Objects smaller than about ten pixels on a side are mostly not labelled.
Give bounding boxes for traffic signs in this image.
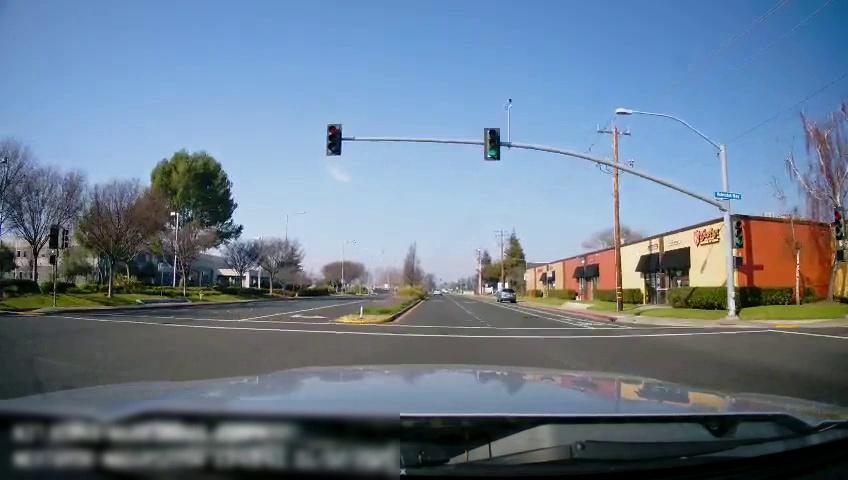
[714,190,743,201]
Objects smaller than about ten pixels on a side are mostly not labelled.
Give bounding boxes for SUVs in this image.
[496,287,516,303]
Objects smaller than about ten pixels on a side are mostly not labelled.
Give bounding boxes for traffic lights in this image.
[832,205,847,241]
[732,255,745,270]
[61,227,70,250]
[48,223,59,249]
[733,218,745,249]
[835,246,848,263]
[326,122,342,156]
[49,254,57,266]
[483,127,501,161]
